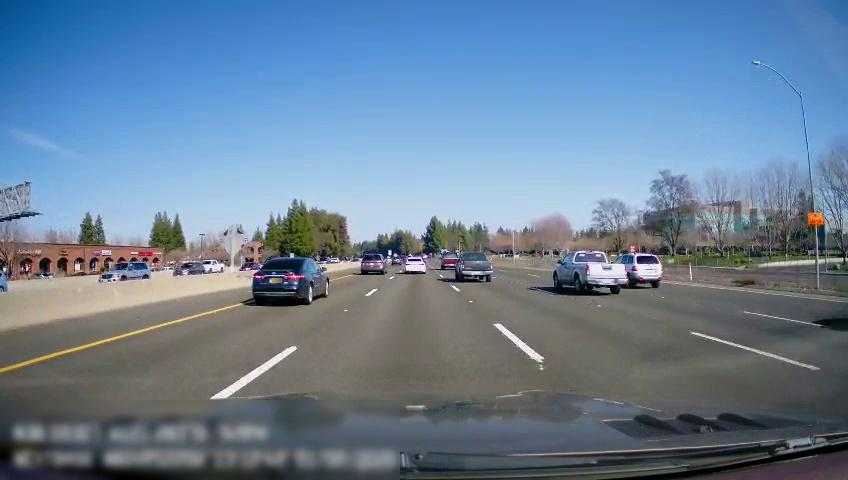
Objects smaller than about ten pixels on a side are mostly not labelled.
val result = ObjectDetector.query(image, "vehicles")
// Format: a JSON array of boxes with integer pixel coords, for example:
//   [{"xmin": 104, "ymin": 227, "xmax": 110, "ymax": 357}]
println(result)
[
  {"xmin": 172, "ymin": 262, "xmax": 207, "ymax": 277},
  {"xmin": 552, "ymin": 250, "xmax": 630, "ymax": 295},
  {"xmin": 611, "ymin": 253, "xmax": 663, "ymax": 289},
  {"xmin": 360, "ymin": 253, "xmax": 388, "ymax": 276},
  {"xmin": 439, "ymin": 250, "xmax": 460, "ymax": 271},
  {"xmin": 403, "ymin": 255, "xmax": 426, "ymax": 274},
  {"xmin": 97, "ymin": 261, "xmax": 152, "ymax": 284},
  {"xmin": 252, "ymin": 256, "xmax": 330, "ymax": 306},
  {"xmin": 199, "ymin": 259, "xmax": 225, "ymax": 275},
  {"xmin": 30, "ymin": 273, "xmax": 51, "ymax": 281},
  {"xmin": 239, "ymin": 262, "xmax": 262, "ymax": 272},
  {"xmin": 0, "ymin": 269, "xmax": 9, "ymax": 293},
  {"xmin": 454, "ymin": 251, "xmax": 495, "ymax": 283}
]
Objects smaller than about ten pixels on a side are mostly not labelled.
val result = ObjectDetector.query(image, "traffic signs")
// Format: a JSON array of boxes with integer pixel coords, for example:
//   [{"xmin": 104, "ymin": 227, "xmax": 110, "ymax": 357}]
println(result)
[{"xmin": 807, "ymin": 212, "xmax": 825, "ymax": 225}]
